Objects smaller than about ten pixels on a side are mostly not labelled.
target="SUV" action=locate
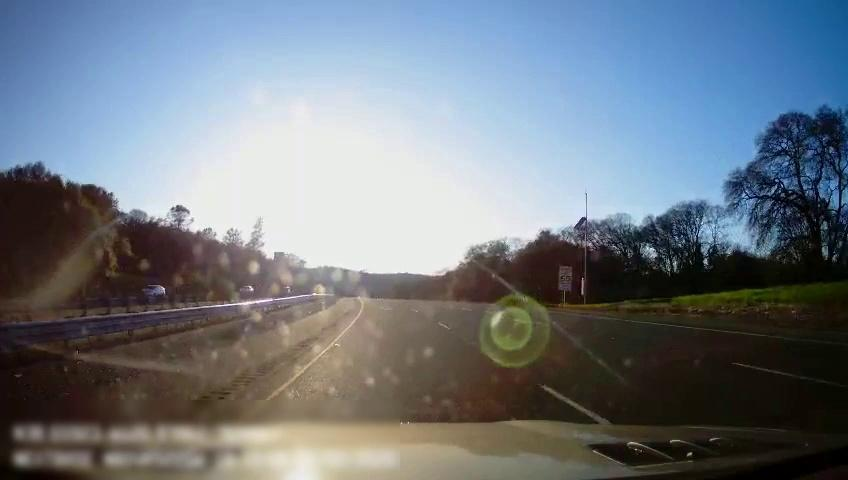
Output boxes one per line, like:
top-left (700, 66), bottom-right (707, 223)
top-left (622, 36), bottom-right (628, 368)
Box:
top-left (239, 285), bottom-right (255, 294)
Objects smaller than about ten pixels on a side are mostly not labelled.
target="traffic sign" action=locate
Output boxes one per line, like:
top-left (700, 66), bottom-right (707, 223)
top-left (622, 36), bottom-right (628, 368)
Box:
top-left (559, 266), bottom-right (572, 291)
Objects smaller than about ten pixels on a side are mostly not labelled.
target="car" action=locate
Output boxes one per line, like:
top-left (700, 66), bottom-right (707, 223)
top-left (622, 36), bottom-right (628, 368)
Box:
top-left (141, 285), bottom-right (166, 298)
